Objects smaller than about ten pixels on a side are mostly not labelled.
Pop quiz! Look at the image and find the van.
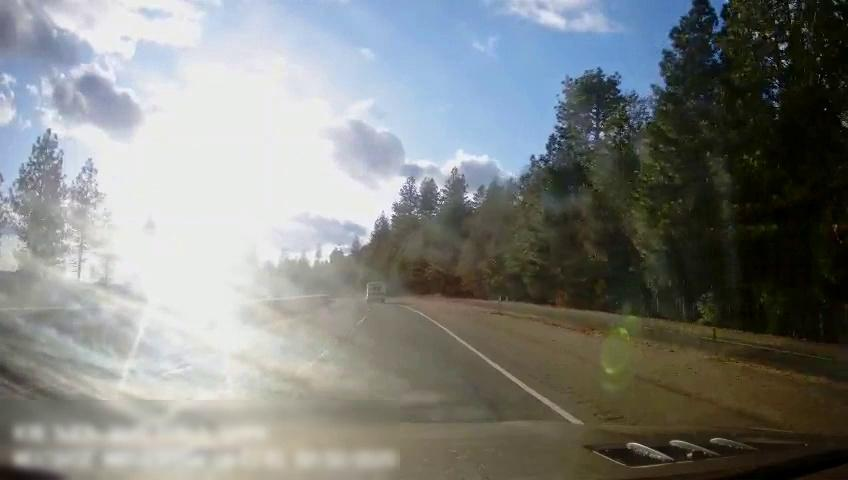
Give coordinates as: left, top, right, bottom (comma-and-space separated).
365, 281, 387, 303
